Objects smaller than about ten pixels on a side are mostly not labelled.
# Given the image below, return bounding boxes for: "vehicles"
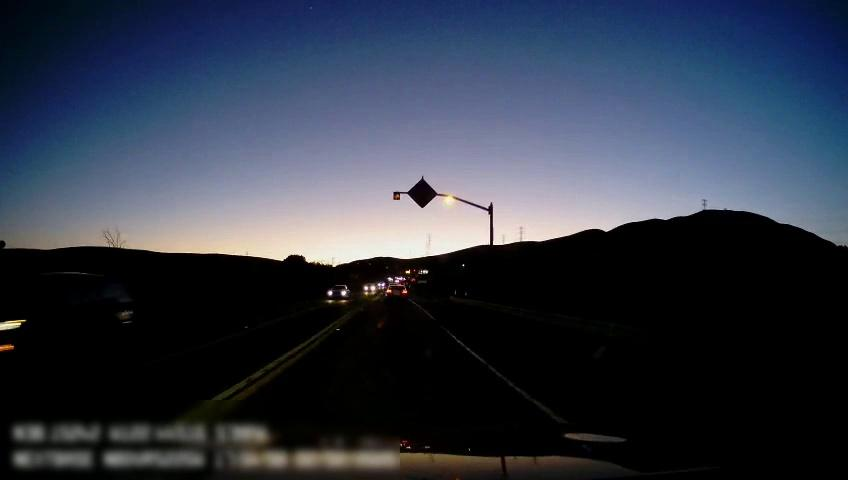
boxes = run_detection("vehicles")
[326,284,351,300]
[362,282,376,292]
[384,284,408,300]
[0,271,135,376]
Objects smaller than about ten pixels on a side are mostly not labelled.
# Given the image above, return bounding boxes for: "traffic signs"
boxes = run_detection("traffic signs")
[407,175,438,209]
